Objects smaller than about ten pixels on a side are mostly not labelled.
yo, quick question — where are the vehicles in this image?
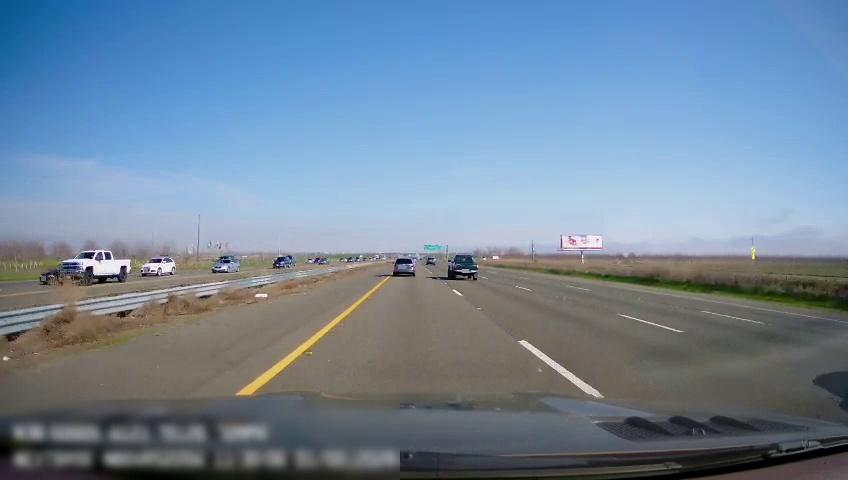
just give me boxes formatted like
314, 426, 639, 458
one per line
273, 256, 292, 269
392, 257, 416, 276
318, 258, 331, 266
39, 267, 58, 286
219, 256, 236, 260
57, 250, 131, 287
448, 254, 479, 280
140, 257, 177, 277
211, 258, 241, 274
288, 254, 297, 267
